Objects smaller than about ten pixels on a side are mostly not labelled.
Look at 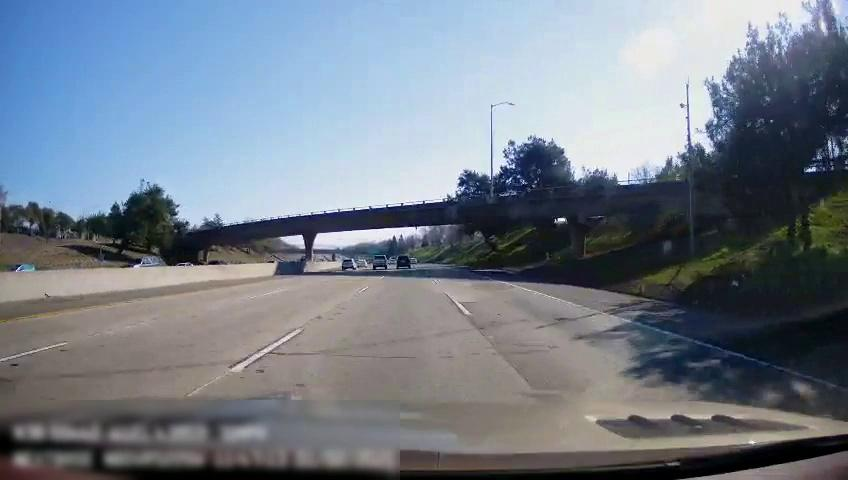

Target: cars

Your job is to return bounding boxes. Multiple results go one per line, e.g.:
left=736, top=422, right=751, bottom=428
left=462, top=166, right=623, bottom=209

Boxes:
left=176, top=263, right=194, bottom=267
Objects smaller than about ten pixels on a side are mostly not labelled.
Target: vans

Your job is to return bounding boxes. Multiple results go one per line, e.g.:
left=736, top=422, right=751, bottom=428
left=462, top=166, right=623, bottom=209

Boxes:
left=7, top=263, right=35, bottom=273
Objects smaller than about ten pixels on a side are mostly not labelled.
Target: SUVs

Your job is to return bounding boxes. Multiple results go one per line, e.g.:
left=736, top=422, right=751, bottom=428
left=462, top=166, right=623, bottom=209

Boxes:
left=371, top=254, right=388, bottom=270
left=127, top=258, right=153, bottom=268
left=341, top=258, right=358, bottom=271
left=395, top=254, right=412, bottom=268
